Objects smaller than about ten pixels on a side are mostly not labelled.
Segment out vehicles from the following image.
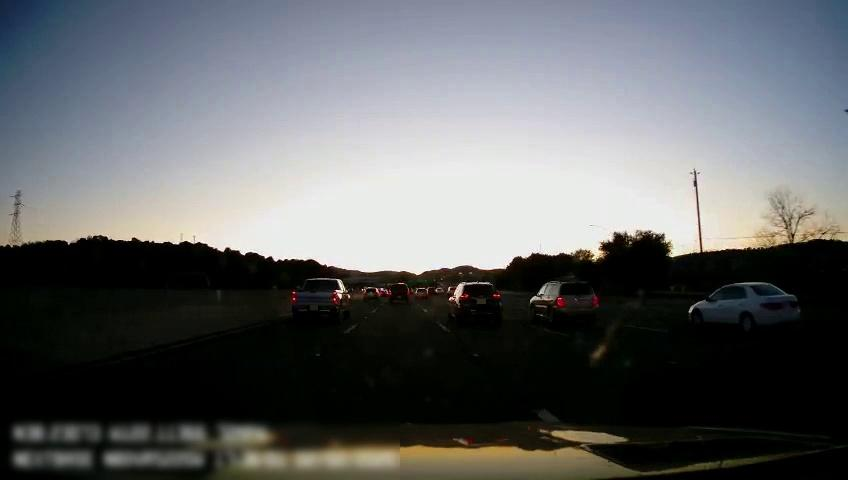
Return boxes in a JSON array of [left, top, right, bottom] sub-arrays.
[[415, 287, 427, 297], [426, 287, 437, 296], [688, 282, 803, 337], [447, 281, 502, 325], [527, 279, 600, 329], [390, 283, 409, 302], [380, 289, 389, 298], [362, 287, 381, 303], [291, 277, 353, 321]]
